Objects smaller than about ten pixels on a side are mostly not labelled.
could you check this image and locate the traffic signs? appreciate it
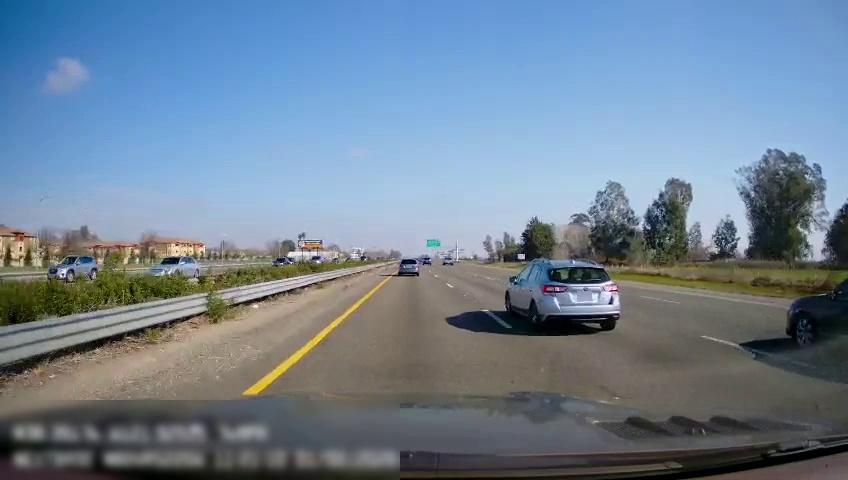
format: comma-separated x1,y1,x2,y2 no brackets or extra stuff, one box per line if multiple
426,239,441,248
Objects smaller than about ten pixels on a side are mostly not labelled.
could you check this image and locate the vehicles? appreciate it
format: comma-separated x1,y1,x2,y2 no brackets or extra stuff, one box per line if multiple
144,255,201,282
504,257,621,332
784,275,848,354
271,256,292,268
308,255,329,266
397,258,420,277
46,254,99,284
441,255,454,266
